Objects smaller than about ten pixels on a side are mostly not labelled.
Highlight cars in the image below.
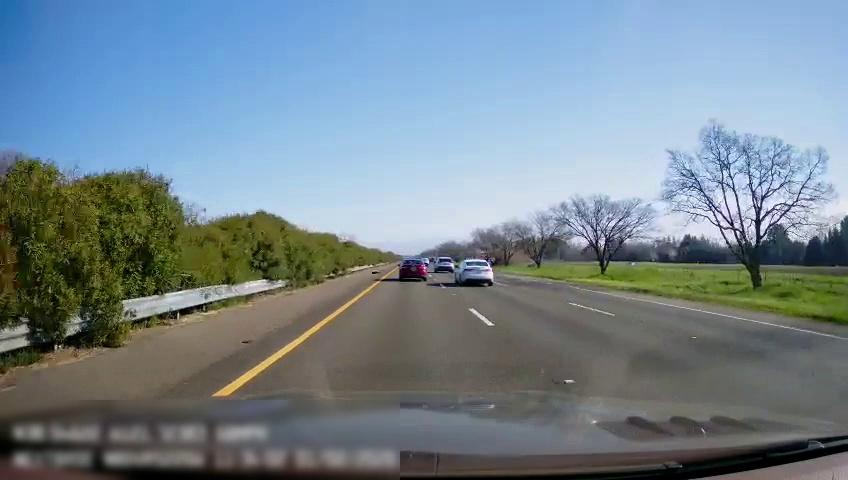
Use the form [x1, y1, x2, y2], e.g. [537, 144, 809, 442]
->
[396, 258, 428, 281]
[433, 256, 455, 274]
[453, 258, 497, 286]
